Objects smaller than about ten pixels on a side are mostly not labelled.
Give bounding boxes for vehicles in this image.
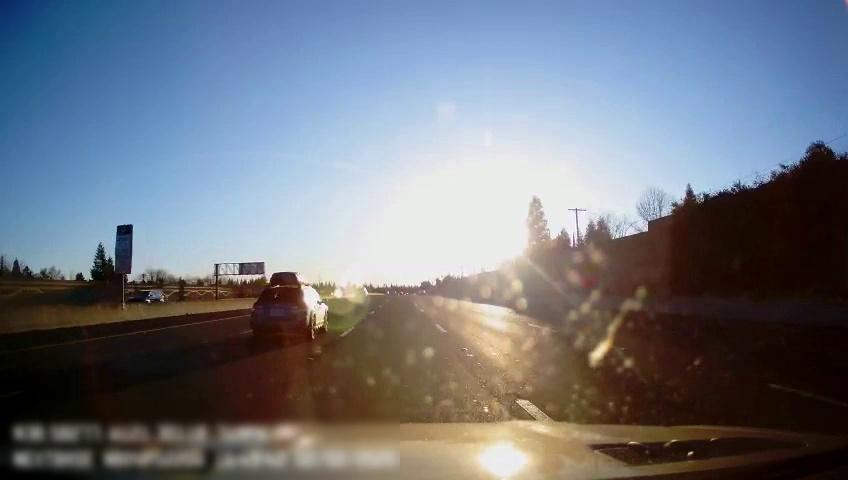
[250,271,330,342]
[129,289,165,304]
[346,285,369,304]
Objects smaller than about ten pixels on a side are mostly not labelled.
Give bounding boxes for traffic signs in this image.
[114,225,133,275]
